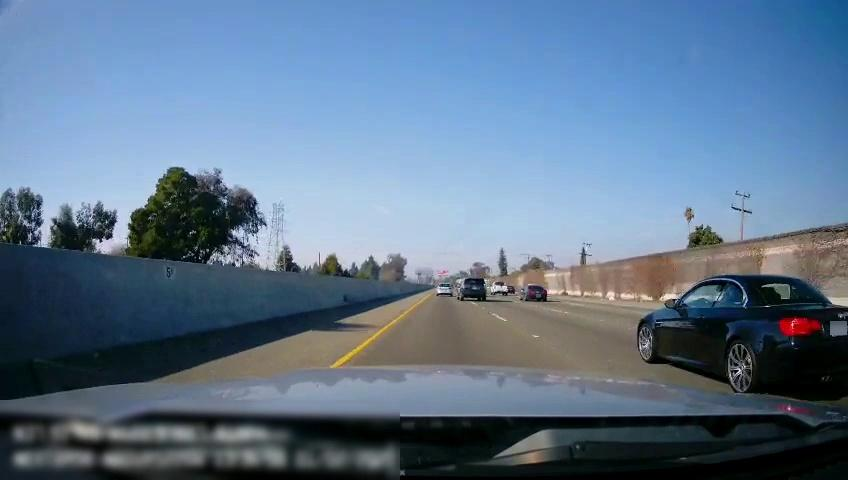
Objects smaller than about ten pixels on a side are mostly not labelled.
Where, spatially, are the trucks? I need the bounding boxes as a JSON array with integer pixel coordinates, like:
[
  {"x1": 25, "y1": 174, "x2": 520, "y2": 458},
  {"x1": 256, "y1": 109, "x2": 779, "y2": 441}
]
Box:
[{"x1": 489, "y1": 281, "x2": 508, "y2": 295}]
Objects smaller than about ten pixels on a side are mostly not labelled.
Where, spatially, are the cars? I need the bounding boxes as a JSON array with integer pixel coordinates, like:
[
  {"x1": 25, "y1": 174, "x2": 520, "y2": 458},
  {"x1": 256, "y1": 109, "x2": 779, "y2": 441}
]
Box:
[
  {"x1": 436, "y1": 283, "x2": 453, "y2": 296},
  {"x1": 519, "y1": 285, "x2": 547, "y2": 302},
  {"x1": 636, "y1": 274, "x2": 848, "y2": 395}
]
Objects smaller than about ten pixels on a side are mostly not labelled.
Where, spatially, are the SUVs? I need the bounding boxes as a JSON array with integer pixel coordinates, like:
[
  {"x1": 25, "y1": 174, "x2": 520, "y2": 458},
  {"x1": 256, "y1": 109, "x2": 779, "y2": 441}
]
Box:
[{"x1": 456, "y1": 278, "x2": 487, "y2": 301}]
